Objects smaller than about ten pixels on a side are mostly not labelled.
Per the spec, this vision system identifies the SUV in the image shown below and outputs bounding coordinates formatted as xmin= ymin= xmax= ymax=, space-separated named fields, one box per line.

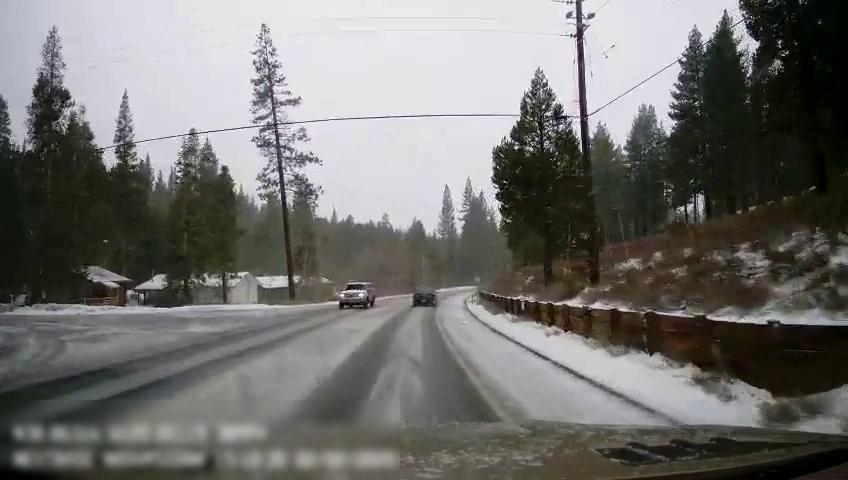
xmin=338 ymin=281 xmax=376 ymax=310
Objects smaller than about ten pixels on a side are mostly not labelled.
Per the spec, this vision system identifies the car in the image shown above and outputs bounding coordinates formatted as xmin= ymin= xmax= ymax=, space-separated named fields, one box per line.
xmin=412 ymin=287 xmax=437 ymax=308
